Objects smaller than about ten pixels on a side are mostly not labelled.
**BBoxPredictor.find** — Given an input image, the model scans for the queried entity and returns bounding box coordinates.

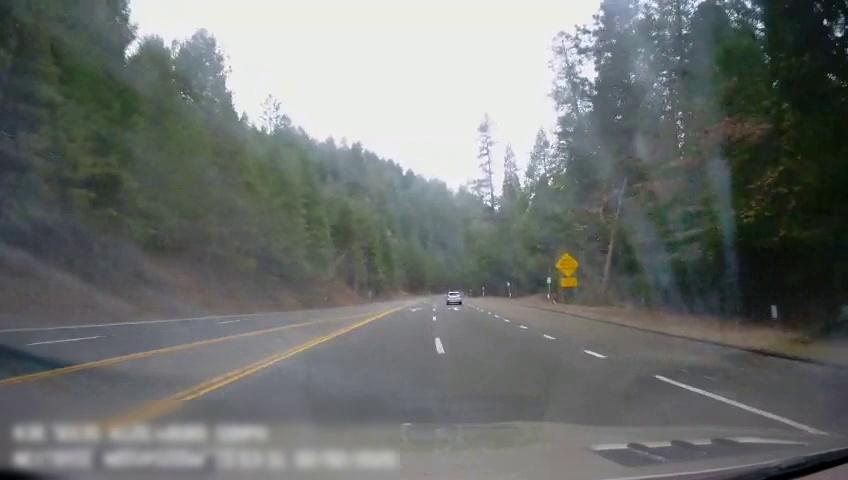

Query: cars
[446,291,463,306]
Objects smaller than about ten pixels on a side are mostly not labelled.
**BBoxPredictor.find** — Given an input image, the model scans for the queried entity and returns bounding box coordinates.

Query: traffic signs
[561,276,578,287]
[554,252,581,277]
